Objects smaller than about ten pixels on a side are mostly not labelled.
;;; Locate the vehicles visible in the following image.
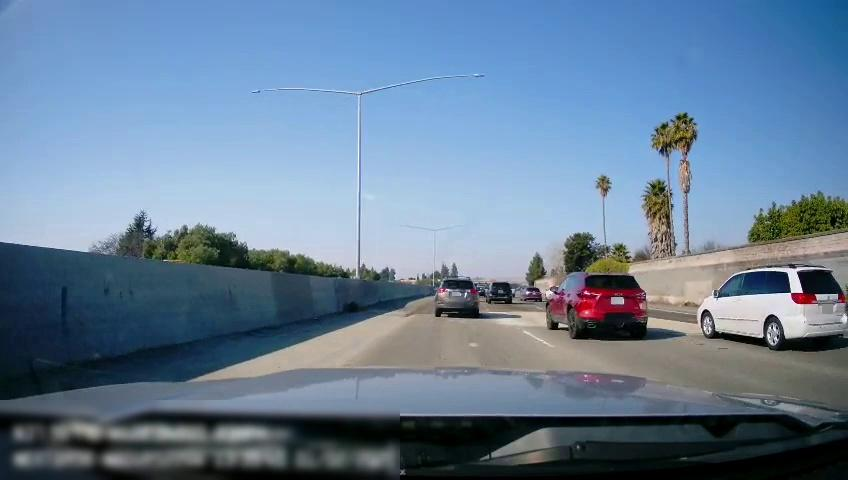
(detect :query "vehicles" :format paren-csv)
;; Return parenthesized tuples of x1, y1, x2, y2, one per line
(505, 283, 516, 298)
(434, 276, 481, 319)
(696, 262, 848, 351)
(475, 285, 486, 298)
(545, 271, 649, 339)
(485, 281, 513, 305)
(519, 287, 543, 303)
(545, 285, 559, 300)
